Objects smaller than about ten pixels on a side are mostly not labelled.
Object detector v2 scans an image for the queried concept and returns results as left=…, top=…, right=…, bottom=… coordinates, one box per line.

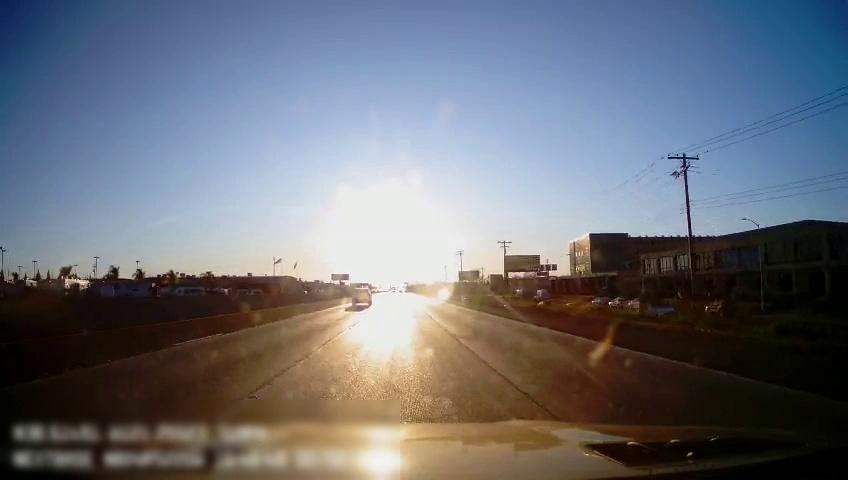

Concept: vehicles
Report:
left=351, top=287, right=372, bottom=307
left=534, top=289, right=550, bottom=303
left=608, top=298, right=628, bottom=309
left=590, top=297, right=609, bottom=306
left=627, top=298, right=649, bottom=311
left=704, top=300, right=735, bottom=316
left=514, top=289, right=527, bottom=298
